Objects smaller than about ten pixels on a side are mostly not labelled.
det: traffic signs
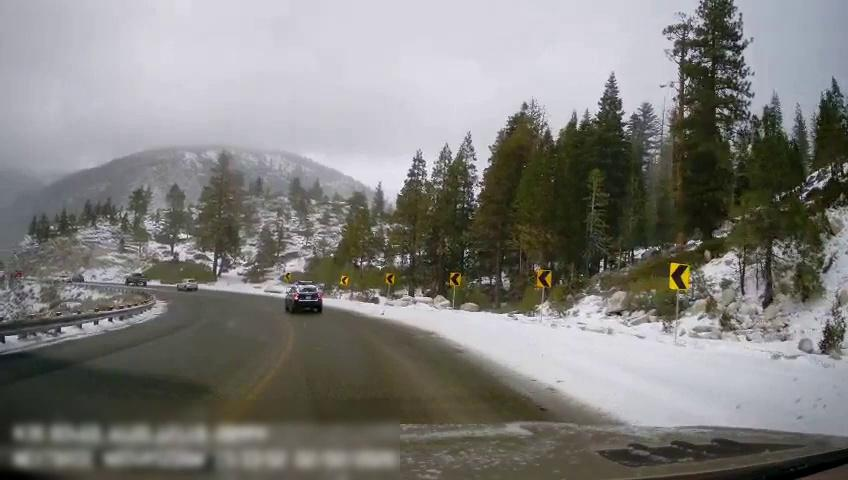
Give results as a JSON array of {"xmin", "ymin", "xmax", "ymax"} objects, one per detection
[
  {"xmin": 536, "ymin": 270, "xmax": 553, "ymax": 288},
  {"xmin": 449, "ymin": 272, "xmax": 463, "ymax": 286},
  {"xmin": 385, "ymin": 273, "xmax": 396, "ymax": 284},
  {"xmin": 670, "ymin": 262, "xmax": 690, "ymax": 289},
  {"xmin": 339, "ymin": 275, "xmax": 351, "ymax": 286}
]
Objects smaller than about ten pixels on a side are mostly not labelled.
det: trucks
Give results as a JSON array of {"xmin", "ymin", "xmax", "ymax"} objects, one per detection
[{"xmin": 125, "ymin": 272, "xmax": 148, "ymax": 286}]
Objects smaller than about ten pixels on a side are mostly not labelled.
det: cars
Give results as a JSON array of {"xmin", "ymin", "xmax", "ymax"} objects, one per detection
[
  {"xmin": 285, "ymin": 280, "xmax": 323, "ymax": 315},
  {"xmin": 176, "ymin": 277, "xmax": 198, "ymax": 291}
]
